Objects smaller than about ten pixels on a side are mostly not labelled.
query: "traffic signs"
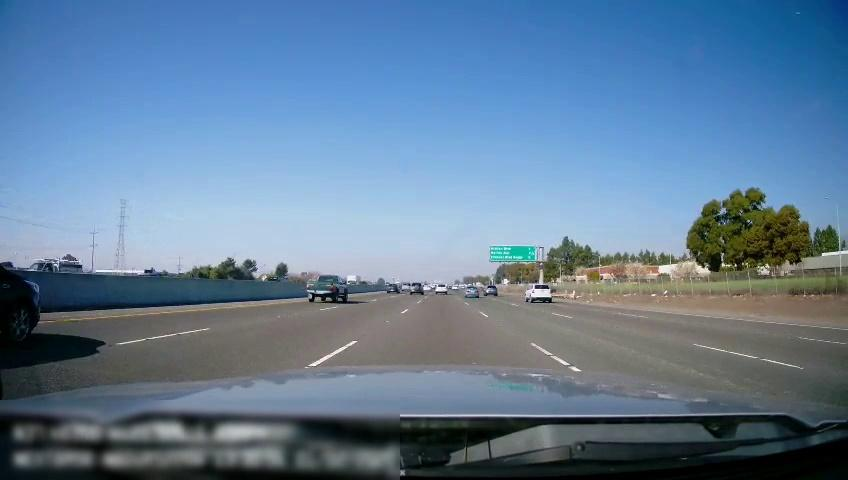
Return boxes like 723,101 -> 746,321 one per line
489,244 -> 538,263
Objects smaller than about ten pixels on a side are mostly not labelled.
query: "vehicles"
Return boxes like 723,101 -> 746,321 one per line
435,283 -> 448,295
386,283 -> 400,294
0,262 -> 42,350
264,275 -> 282,282
307,274 -> 349,302
483,285 -> 498,297
524,283 -> 553,304
137,271 -> 178,281
409,281 -> 424,295
346,275 -> 361,286
355,281 -> 370,287
463,285 -> 480,298
26,258 -> 83,275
